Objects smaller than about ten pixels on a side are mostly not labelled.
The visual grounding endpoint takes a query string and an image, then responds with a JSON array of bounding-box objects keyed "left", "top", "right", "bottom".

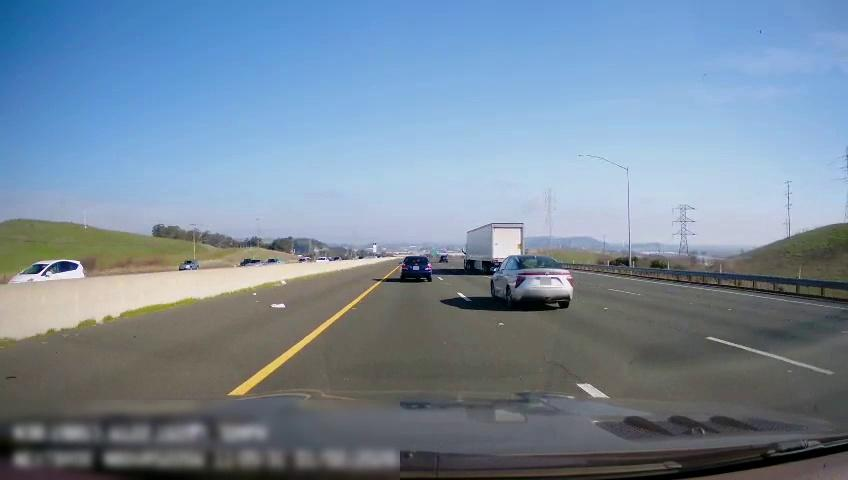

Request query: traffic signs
[{"left": 372, "top": 242, "right": 377, "bottom": 253}]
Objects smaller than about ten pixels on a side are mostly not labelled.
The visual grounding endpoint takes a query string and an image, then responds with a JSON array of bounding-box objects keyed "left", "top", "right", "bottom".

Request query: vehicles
[
  {"left": 438, "top": 255, "right": 449, "bottom": 263},
  {"left": 177, "top": 260, "right": 200, "bottom": 272},
  {"left": 489, "top": 255, "right": 574, "bottom": 310},
  {"left": 266, "top": 258, "right": 281, "bottom": 266},
  {"left": 400, "top": 256, "right": 432, "bottom": 281},
  {"left": 314, "top": 257, "right": 330, "bottom": 263},
  {"left": 7, "top": 259, "right": 85, "bottom": 286},
  {"left": 239, "top": 258, "right": 252, "bottom": 267},
  {"left": 243, "top": 258, "right": 269, "bottom": 268},
  {"left": 461, "top": 222, "right": 527, "bottom": 277}
]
